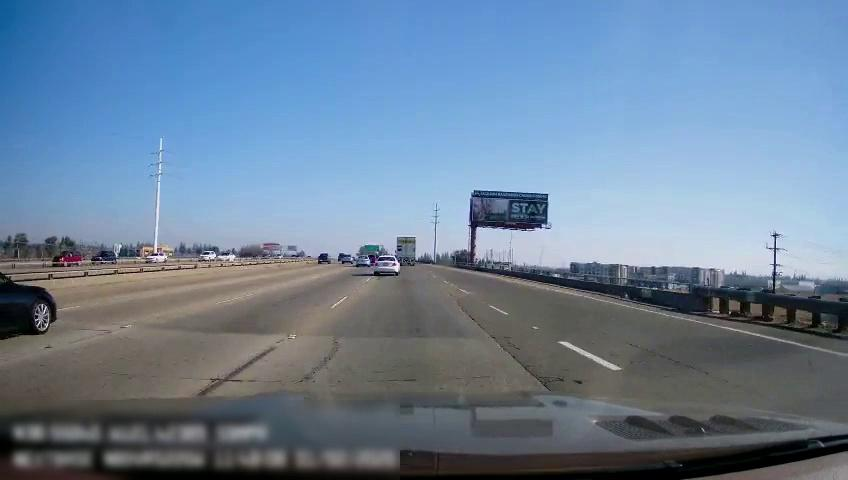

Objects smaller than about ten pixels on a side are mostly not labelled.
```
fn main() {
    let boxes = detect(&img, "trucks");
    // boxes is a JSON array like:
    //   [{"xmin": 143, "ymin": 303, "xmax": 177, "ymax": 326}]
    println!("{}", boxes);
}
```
[
  {"xmin": 316, "ymin": 251, "xmax": 334, "ymax": 264},
  {"xmin": 395, "ymin": 235, "xmax": 417, "ymax": 267}
]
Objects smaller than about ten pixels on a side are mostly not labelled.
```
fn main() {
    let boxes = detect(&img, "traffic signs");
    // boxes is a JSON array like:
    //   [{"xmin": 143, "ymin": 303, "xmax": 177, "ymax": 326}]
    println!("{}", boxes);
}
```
[{"xmin": 363, "ymin": 244, "xmax": 382, "ymax": 253}]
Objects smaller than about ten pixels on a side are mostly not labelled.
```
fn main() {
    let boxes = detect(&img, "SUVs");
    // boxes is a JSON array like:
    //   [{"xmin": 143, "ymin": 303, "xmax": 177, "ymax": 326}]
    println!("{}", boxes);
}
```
[
  {"xmin": 51, "ymin": 250, "xmax": 82, "ymax": 268},
  {"xmin": 91, "ymin": 250, "xmax": 117, "ymax": 265},
  {"xmin": 198, "ymin": 250, "xmax": 218, "ymax": 262},
  {"xmin": 355, "ymin": 254, "xmax": 371, "ymax": 268},
  {"xmin": 341, "ymin": 253, "xmax": 355, "ymax": 265}
]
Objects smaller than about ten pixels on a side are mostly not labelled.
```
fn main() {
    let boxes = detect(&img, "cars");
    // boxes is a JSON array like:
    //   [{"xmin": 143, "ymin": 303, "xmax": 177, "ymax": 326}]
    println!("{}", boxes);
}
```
[
  {"xmin": 0, "ymin": 273, "xmax": 58, "ymax": 336},
  {"xmin": 217, "ymin": 252, "xmax": 237, "ymax": 262},
  {"xmin": 372, "ymin": 255, "xmax": 402, "ymax": 277},
  {"xmin": 144, "ymin": 252, "xmax": 168, "ymax": 264}
]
